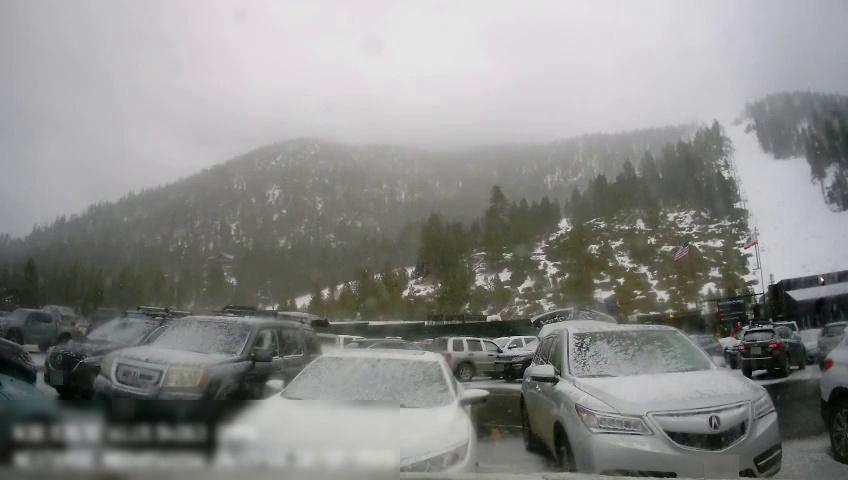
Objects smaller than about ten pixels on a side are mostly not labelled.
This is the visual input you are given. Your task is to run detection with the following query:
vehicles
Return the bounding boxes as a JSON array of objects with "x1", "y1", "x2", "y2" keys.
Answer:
[
  {"x1": 772, "y1": 321, "x2": 800, "y2": 333},
  {"x1": 819, "y1": 332, "x2": 848, "y2": 465},
  {"x1": 430, "y1": 337, "x2": 506, "y2": 382},
  {"x1": 318, "y1": 334, "x2": 368, "y2": 349},
  {"x1": 214, "y1": 348, "x2": 491, "y2": 473},
  {"x1": 495, "y1": 336, "x2": 537, "y2": 352},
  {"x1": 0, "y1": 308, "x2": 87, "y2": 354},
  {"x1": 97, "y1": 315, "x2": 322, "y2": 458},
  {"x1": 0, "y1": 372, "x2": 75, "y2": 467},
  {"x1": 818, "y1": 322, "x2": 846, "y2": 354},
  {"x1": 0, "y1": 336, "x2": 43, "y2": 385},
  {"x1": 799, "y1": 328, "x2": 821, "y2": 363},
  {"x1": 517, "y1": 321, "x2": 786, "y2": 478},
  {"x1": 48, "y1": 318, "x2": 170, "y2": 403},
  {"x1": 494, "y1": 341, "x2": 536, "y2": 381},
  {"x1": 735, "y1": 326, "x2": 804, "y2": 377},
  {"x1": 344, "y1": 338, "x2": 427, "y2": 351},
  {"x1": 682, "y1": 335, "x2": 726, "y2": 358}
]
